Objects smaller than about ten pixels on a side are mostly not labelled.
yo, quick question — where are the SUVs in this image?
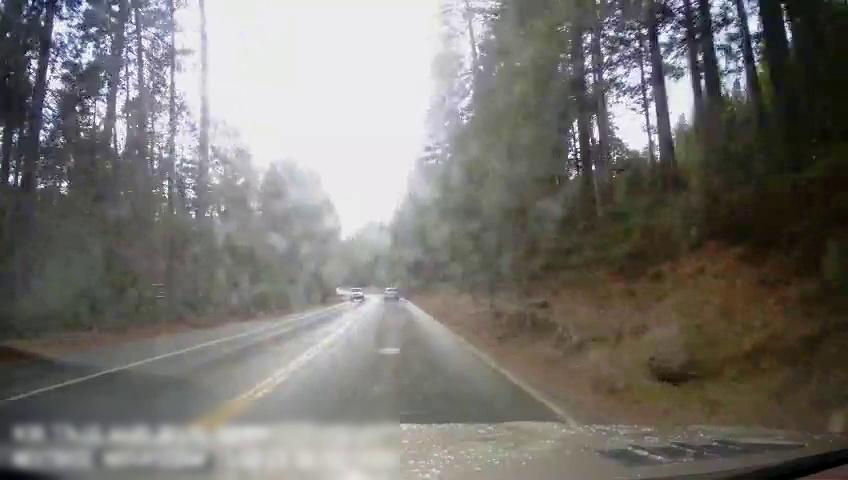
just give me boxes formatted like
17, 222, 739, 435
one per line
383, 286, 400, 301
350, 287, 365, 300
